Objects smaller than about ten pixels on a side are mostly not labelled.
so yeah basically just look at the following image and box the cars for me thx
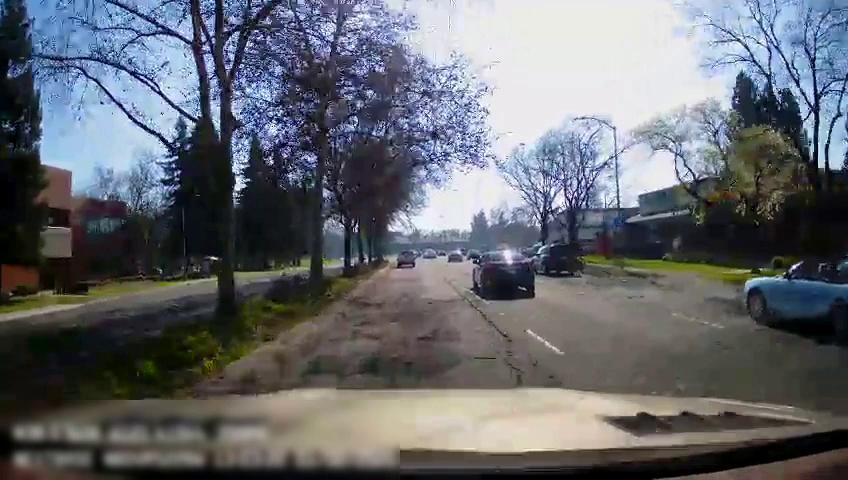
[448,250,464,262]
[741,247,848,338]
[472,248,536,298]
[423,248,436,258]
[533,241,580,276]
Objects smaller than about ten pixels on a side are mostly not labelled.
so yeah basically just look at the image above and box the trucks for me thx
[397,251,416,269]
